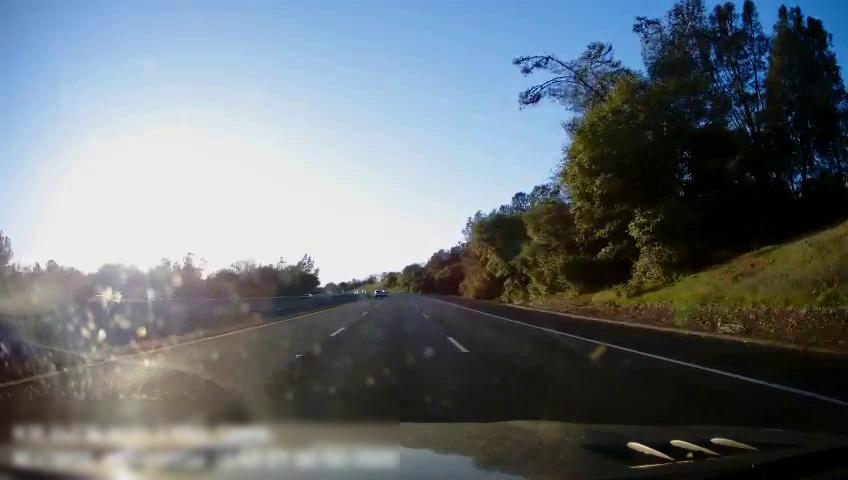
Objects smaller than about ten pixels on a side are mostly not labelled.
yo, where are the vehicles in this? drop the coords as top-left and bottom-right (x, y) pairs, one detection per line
(374, 289), (387, 299)
(106, 294), (127, 303)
